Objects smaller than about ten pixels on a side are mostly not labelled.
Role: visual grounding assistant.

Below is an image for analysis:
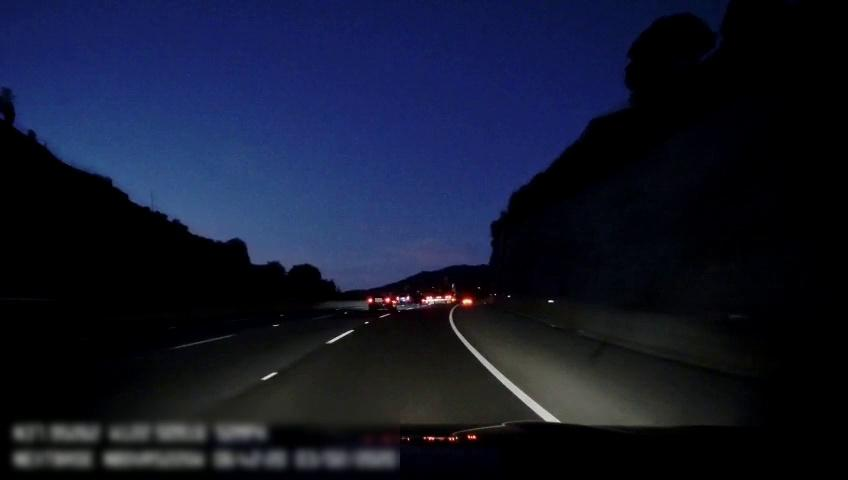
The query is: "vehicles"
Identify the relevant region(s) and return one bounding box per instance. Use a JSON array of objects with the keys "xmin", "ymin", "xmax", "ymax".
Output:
[
  {"xmin": 397, "ymin": 293, "xmax": 414, "ymax": 306},
  {"xmin": 368, "ymin": 291, "xmax": 398, "ymax": 313},
  {"xmin": 426, "ymin": 273, "xmax": 461, "ymax": 308}
]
